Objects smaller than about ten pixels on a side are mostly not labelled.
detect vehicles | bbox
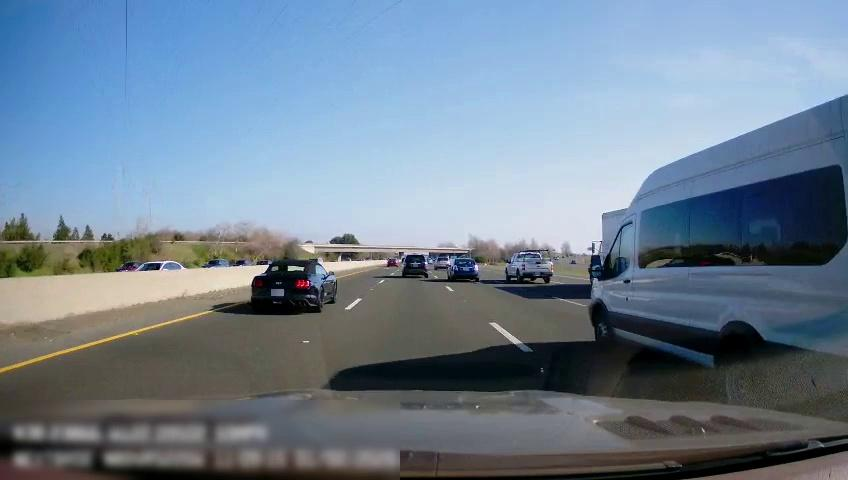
[504,248,554,285]
[114,260,147,274]
[401,254,429,278]
[386,259,398,268]
[200,257,230,270]
[446,257,480,283]
[256,258,274,266]
[133,259,187,272]
[251,259,338,313]
[587,207,631,290]
[587,92,848,424]
[227,258,255,268]
[434,257,450,271]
